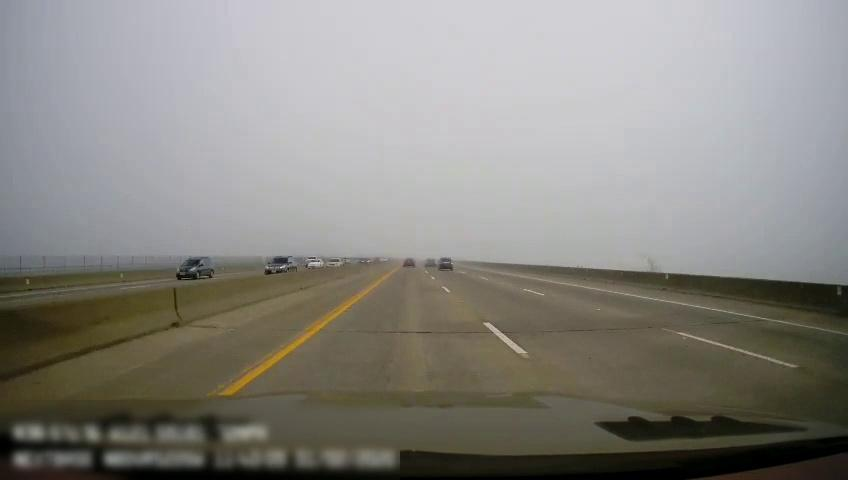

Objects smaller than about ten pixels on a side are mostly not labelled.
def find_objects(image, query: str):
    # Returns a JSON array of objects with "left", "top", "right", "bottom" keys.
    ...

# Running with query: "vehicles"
[
  {"left": 306, "top": 258, "right": 325, "bottom": 270},
  {"left": 358, "top": 257, "right": 373, "bottom": 264},
  {"left": 423, "top": 258, "right": 437, "bottom": 268},
  {"left": 402, "top": 257, "right": 416, "bottom": 268},
  {"left": 262, "top": 255, "right": 298, "bottom": 276},
  {"left": 175, "top": 256, "right": 216, "bottom": 281},
  {"left": 304, "top": 256, "right": 319, "bottom": 266},
  {"left": 437, "top": 256, "right": 454, "bottom": 271},
  {"left": 325, "top": 257, "right": 346, "bottom": 269}
]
